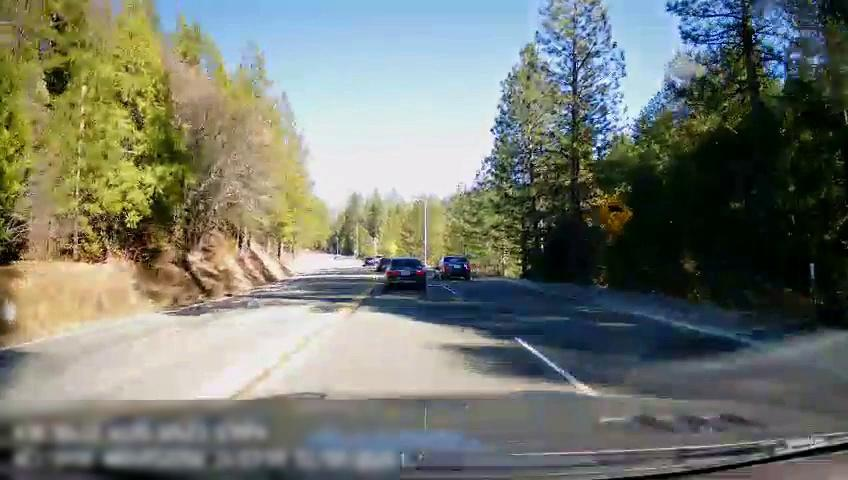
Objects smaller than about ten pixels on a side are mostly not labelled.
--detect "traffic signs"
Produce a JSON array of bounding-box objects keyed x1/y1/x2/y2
[{"x1": 594, "y1": 193, "x2": 634, "y2": 234}]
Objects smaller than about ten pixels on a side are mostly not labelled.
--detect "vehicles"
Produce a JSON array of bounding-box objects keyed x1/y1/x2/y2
[
  {"x1": 375, "y1": 258, "x2": 390, "y2": 273},
  {"x1": 383, "y1": 257, "x2": 427, "y2": 290},
  {"x1": 363, "y1": 255, "x2": 377, "y2": 265},
  {"x1": 433, "y1": 255, "x2": 471, "y2": 281}
]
